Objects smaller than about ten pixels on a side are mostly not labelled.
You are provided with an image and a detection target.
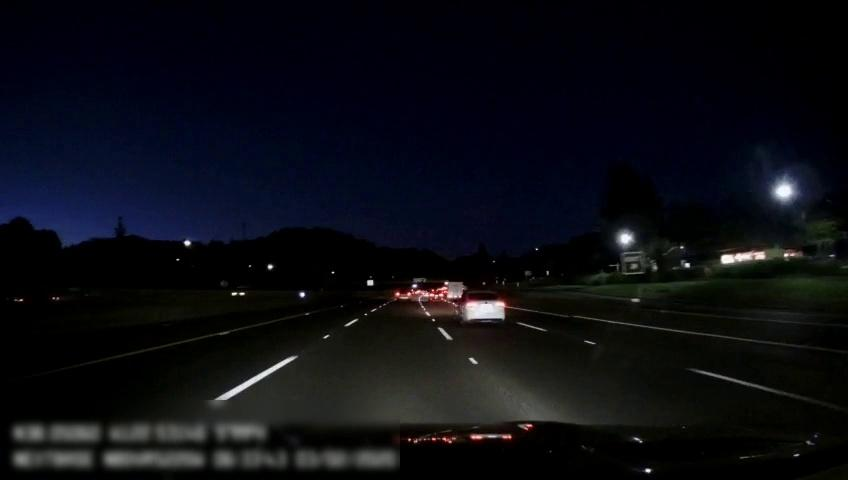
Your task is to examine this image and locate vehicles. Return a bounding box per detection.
[230,289,249,297]
[447,281,463,302]
[49,293,63,303]
[455,290,506,328]
[395,288,411,301]
[14,296,30,304]
[428,290,443,302]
